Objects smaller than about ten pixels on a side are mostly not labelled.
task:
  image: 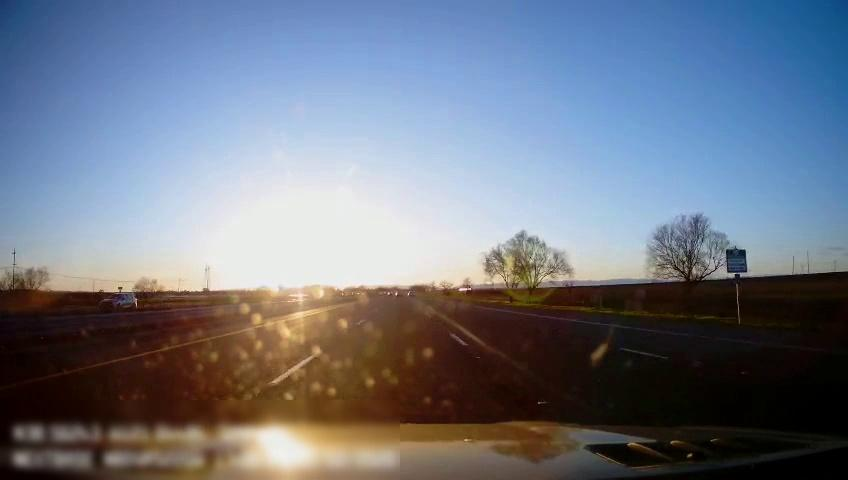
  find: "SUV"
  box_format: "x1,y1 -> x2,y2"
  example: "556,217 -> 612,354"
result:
98,293 -> 137,312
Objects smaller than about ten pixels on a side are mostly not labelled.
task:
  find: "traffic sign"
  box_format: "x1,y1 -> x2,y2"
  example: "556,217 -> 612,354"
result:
726,249 -> 749,274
